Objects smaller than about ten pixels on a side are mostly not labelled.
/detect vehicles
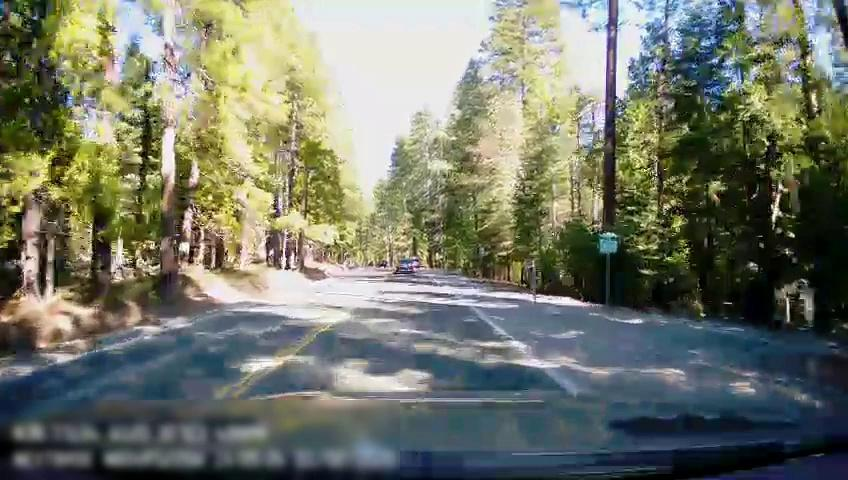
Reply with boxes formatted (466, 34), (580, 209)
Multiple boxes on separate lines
(409, 256), (420, 268)
(395, 258), (414, 273)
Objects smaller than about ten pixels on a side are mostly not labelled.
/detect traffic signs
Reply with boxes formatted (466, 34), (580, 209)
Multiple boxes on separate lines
(598, 231), (619, 255)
